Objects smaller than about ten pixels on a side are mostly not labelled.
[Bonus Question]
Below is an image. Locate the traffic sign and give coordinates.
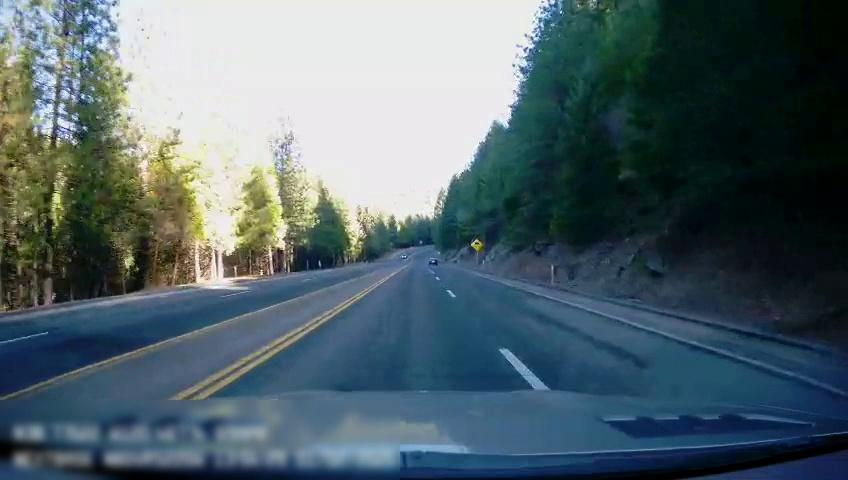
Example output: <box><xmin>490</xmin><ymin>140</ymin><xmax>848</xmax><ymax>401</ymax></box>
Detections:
<box><xmin>470</xmin><ymin>238</ymin><xmax>483</xmax><ymax>250</ymax></box>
